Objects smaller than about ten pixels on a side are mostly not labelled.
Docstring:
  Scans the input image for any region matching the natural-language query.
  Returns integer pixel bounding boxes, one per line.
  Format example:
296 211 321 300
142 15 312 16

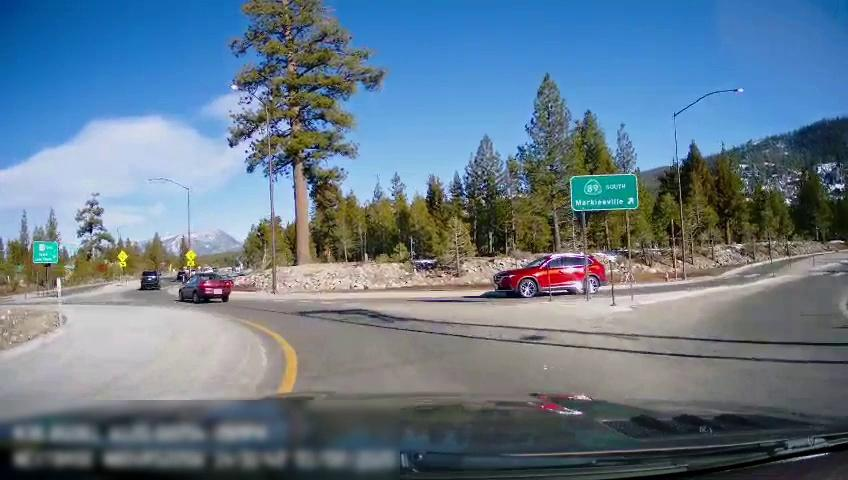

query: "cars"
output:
178 272 234 303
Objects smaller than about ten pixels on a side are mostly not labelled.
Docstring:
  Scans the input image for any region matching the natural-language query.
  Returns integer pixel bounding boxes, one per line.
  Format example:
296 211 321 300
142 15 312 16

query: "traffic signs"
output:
32 241 58 264
118 251 128 263
569 173 640 211
186 249 196 261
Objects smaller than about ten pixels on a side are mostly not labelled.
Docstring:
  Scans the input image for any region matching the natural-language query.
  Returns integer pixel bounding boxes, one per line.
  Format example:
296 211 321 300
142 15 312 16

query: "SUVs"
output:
140 271 162 290
494 253 607 298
